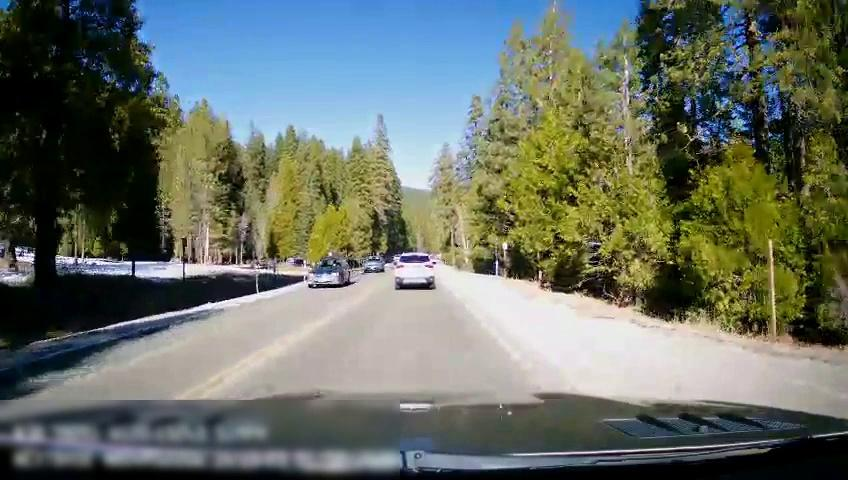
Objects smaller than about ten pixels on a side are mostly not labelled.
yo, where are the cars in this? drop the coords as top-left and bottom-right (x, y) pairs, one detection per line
(307, 255), (353, 289)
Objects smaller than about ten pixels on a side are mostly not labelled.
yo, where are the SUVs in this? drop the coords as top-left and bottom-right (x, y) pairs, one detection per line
(392, 252), (437, 290)
(363, 255), (385, 274)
